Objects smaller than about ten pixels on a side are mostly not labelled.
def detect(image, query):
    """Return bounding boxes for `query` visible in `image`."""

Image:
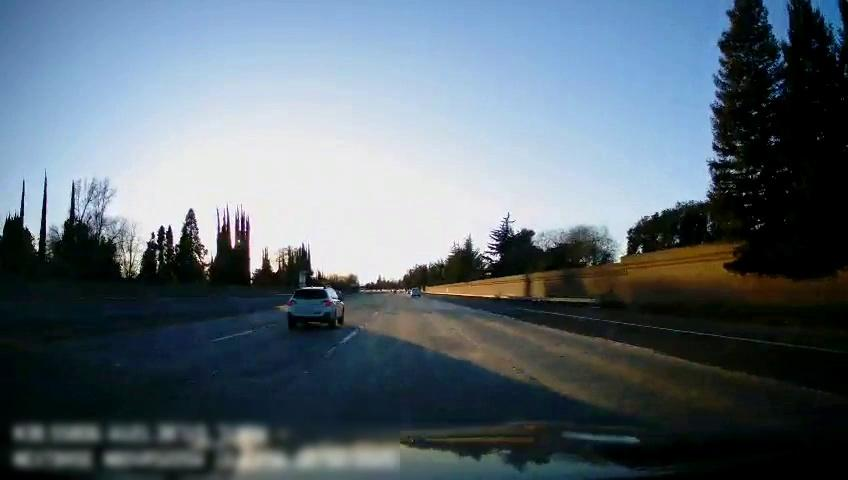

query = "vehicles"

[287,286,346,332]
[410,288,422,298]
